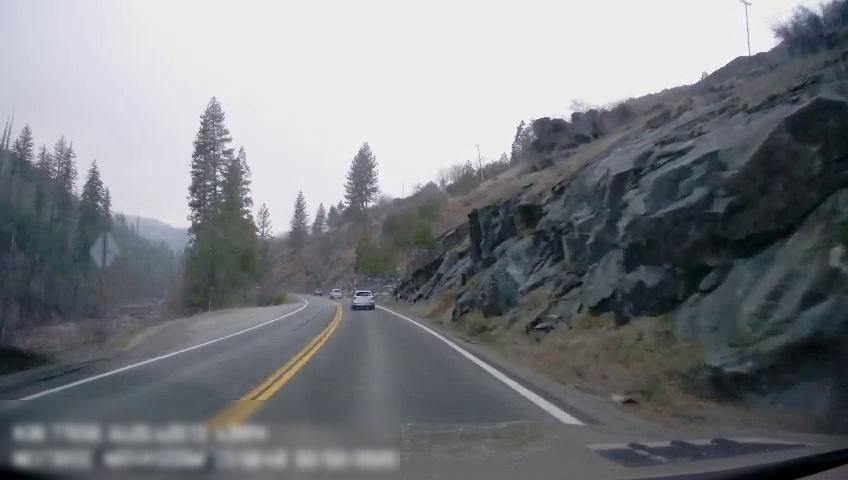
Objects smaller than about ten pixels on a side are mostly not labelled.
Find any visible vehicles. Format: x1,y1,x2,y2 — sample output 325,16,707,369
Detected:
313,288,323,297
330,288,343,299
351,290,375,310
